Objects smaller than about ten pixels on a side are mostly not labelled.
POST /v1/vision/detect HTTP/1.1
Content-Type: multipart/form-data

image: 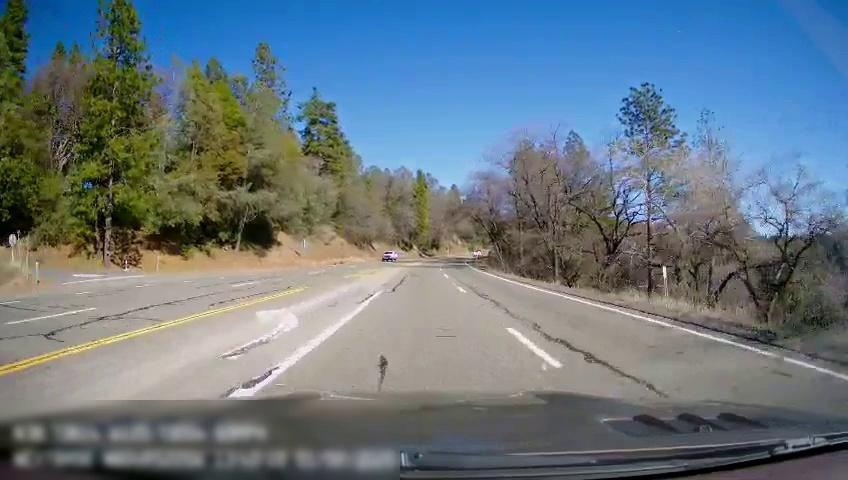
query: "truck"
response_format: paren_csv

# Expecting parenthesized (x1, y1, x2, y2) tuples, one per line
(381, 250, 399, 262)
